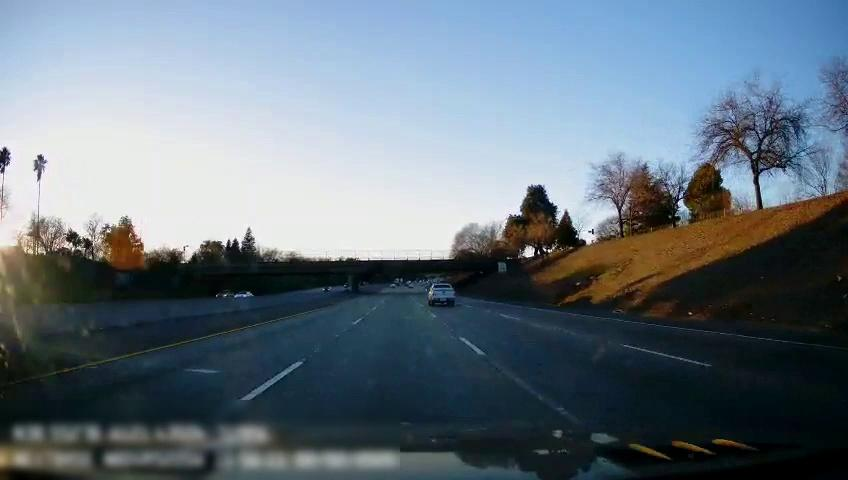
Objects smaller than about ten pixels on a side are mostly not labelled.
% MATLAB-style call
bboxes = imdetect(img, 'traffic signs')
[497,261,507,273]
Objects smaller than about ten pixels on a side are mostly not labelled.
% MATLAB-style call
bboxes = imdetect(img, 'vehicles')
[427,283,456,308]
[216,288,235,298]
[234,290,253,299]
